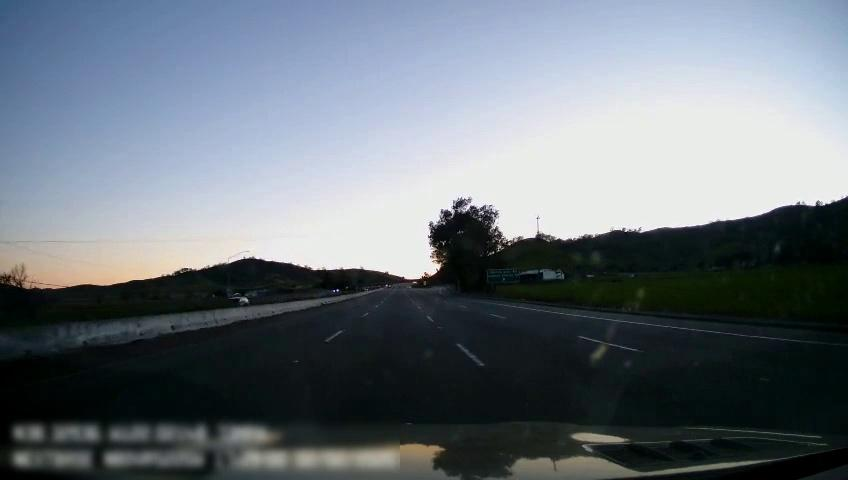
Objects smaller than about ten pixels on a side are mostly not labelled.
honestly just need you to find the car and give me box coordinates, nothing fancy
[225,297,249,308]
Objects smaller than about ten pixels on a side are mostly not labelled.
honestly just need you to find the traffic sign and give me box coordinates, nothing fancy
[487,268,520,283]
